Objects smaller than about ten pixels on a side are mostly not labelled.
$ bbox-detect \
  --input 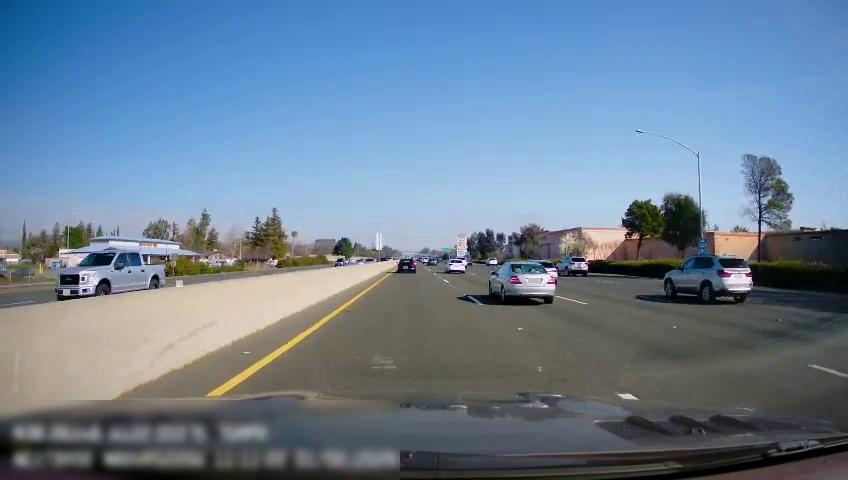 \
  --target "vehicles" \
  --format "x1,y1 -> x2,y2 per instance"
362,258 -> 379,264
427,258 -> 439,266
397,257 -> 417,274
334,258 -> 345,268
488,260 -> 558,304
556,255 -> 589,278
56,248 -> 167,302
446,258 -> 466,274
486,257 -> 498,266
535,261 -> 558,285
453,248 -> 465,258
456,257 -> 469,268
664,256 -> 754,303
